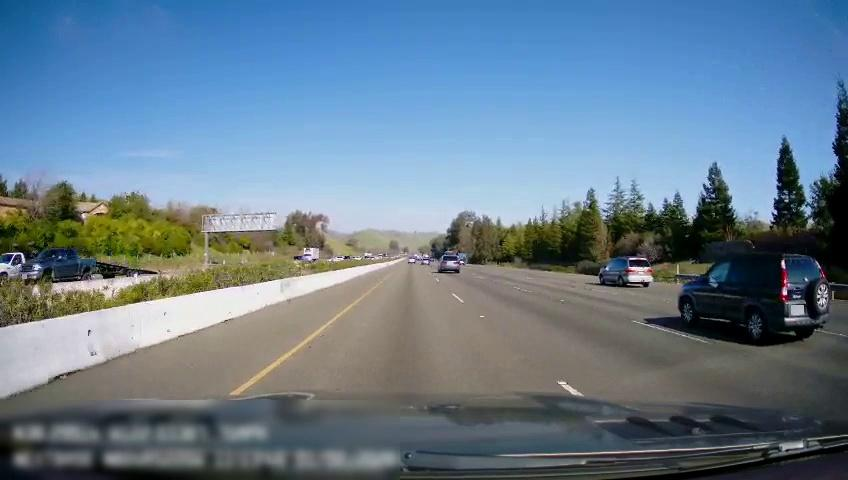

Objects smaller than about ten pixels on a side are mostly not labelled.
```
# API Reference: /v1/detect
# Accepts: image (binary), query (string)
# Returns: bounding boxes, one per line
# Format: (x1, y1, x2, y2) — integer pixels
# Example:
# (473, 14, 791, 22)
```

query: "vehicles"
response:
(88, 261, 159, 279)
(457, 252, 466, 266)
(18, 247, 97, 287)
(676, 251, 833, 343)
(443, 249, 456, 258)
(292, 255, 309, 264)
(598, 256, 653, 288)
(0, 248, 32, 282)
(437, 254, 461, 274)
(303, 247, 320, 263)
